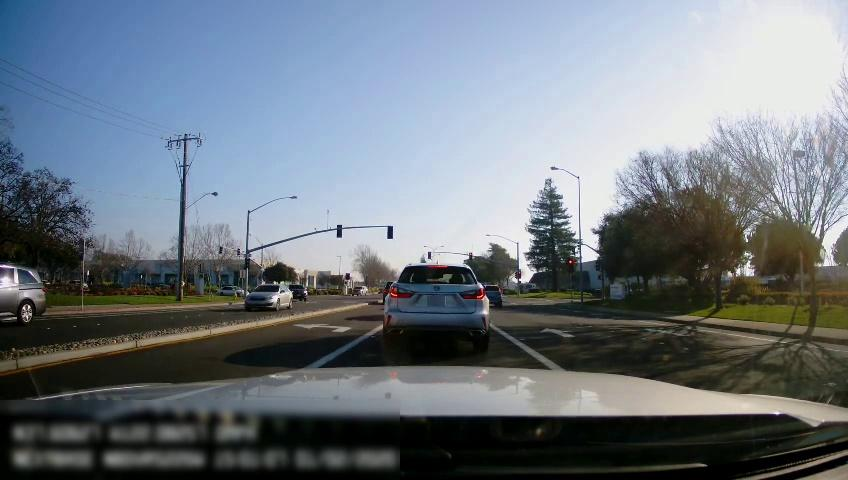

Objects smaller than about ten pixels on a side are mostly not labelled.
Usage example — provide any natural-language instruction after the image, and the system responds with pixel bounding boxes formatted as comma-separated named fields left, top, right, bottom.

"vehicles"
left=289, top=284, right=308, bottom=302
left=216, top=285, right=250, bottom=298
left=0, top=263, right=49, bottom=327
left=382, top=280, right=396, bottom=305
left=384, top=264, right=490, bottom=351
left=244, top=283, right=293, bottom=313
left=351, top=285, right=368, bottom=297
left=484, top=284, right=503, bottom=309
